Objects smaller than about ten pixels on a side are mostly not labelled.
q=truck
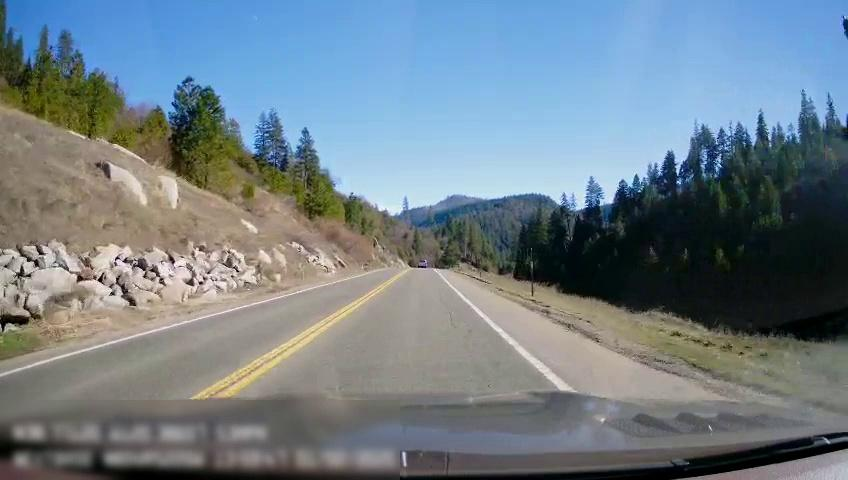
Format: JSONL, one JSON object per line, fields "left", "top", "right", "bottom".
{"left": 417, "top": 260, "right": 427, "bottom": 268}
